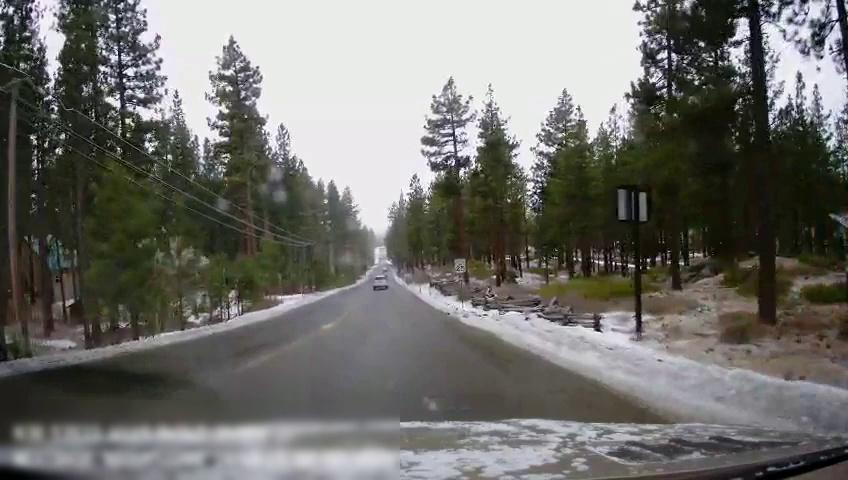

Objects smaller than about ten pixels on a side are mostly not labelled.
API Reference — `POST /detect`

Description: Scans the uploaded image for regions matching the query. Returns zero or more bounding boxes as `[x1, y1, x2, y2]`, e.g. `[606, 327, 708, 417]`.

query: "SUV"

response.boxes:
[372, 274, 390, 291]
